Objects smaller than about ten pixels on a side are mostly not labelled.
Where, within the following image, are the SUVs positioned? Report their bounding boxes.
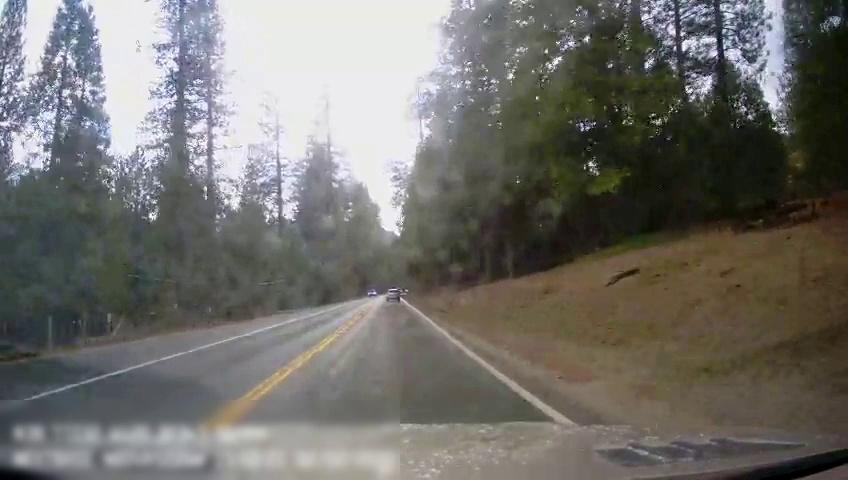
[367,288,378,297]
[385,288,402,303]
